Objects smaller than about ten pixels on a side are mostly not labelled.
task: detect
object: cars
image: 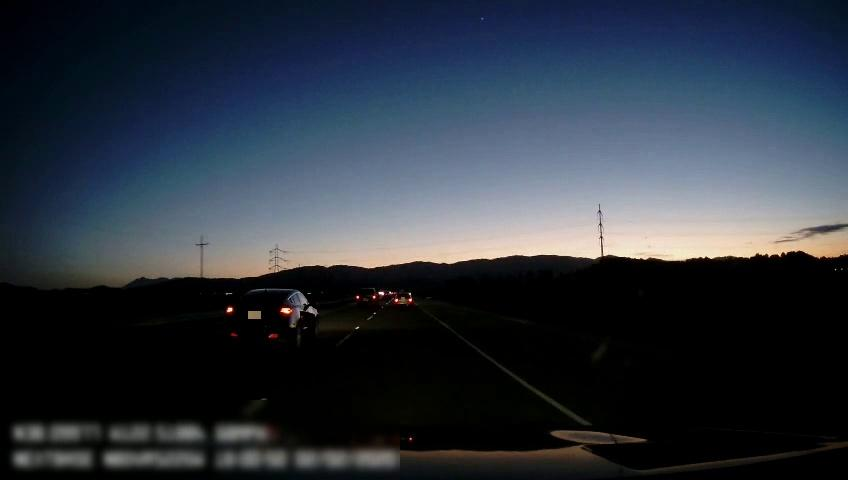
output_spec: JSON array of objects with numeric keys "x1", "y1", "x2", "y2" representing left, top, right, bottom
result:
[
  {"x1": 222, "y1": 288, "x2": 320, "y2": 351},
  {"x1": 356, "y1": 288, "x2": 377, "y2": 305},
  {"x1": 394, "y1": 291, "x2": 413, "y2": 307}
]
